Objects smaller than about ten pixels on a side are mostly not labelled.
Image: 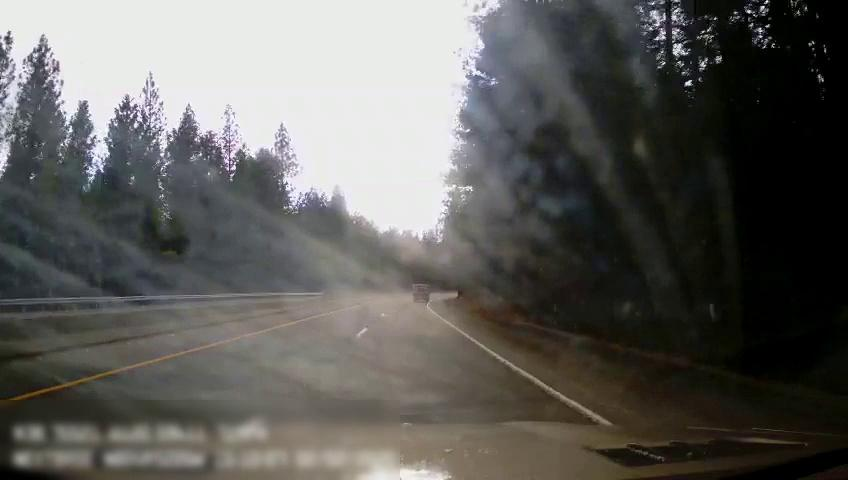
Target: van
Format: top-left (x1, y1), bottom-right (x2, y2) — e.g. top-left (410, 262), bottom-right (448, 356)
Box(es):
top-left (412, 283), bottom-right (430, 302)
